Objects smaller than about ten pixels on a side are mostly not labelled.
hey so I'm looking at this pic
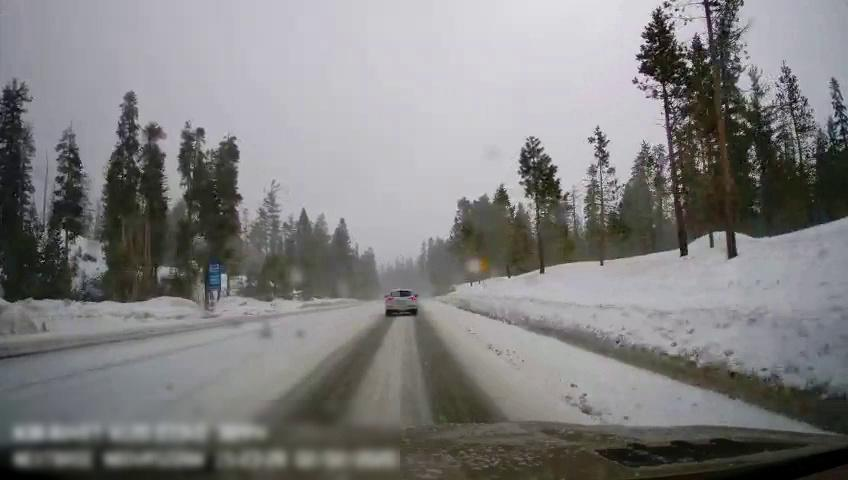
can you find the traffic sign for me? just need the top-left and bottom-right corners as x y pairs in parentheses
(207, 261), (221, 290)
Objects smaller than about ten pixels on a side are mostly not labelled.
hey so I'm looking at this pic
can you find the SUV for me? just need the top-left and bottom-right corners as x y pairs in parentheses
(385, 289), (418, 316)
